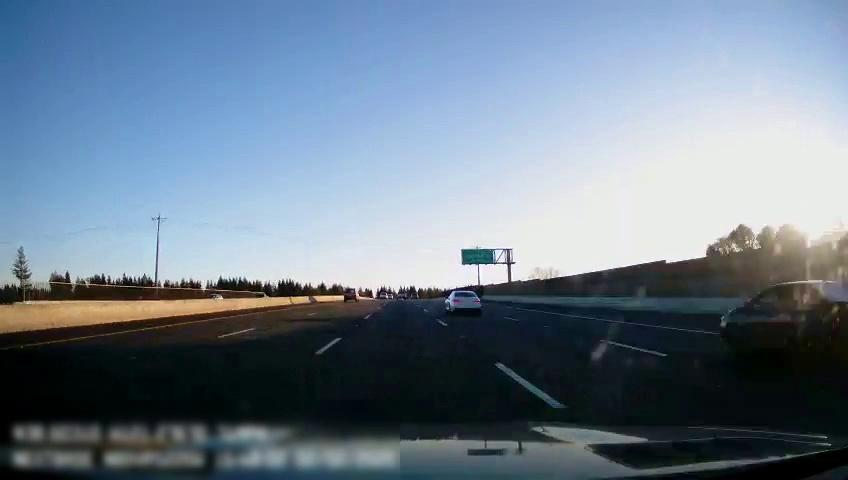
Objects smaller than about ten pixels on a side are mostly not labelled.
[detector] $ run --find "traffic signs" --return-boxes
[461,248,495,265]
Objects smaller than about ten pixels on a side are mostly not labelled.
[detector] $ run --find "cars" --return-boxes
[445,290,481,316]
[720,281,848,358]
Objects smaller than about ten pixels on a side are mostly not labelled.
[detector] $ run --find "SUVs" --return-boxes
[205,293,223,300]
[343,289,357,302]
